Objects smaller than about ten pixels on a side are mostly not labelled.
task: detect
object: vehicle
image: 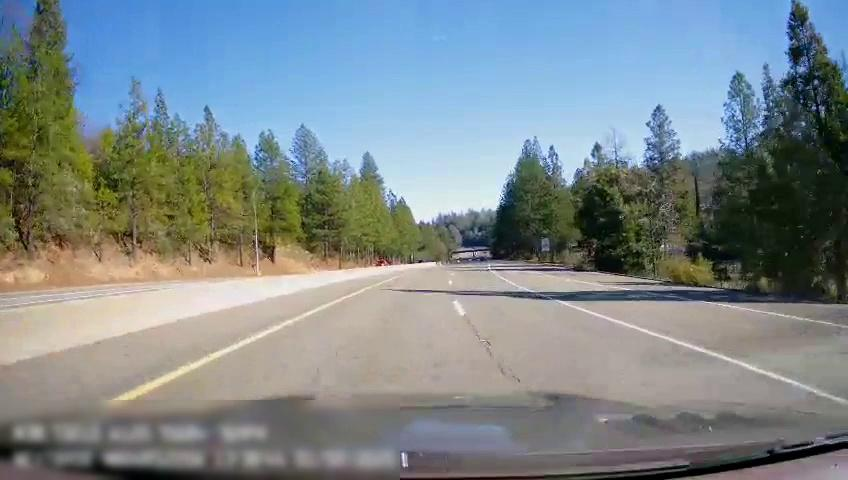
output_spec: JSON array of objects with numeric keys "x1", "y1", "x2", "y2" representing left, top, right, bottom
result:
[{"x1": 374, "y1": 259, "x2": 388, "y2": 269}]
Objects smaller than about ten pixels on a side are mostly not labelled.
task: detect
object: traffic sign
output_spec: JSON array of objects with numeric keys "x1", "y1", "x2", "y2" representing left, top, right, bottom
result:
[{"x1": 540, "y1": 238, "x2": 550, "y2": 252}]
